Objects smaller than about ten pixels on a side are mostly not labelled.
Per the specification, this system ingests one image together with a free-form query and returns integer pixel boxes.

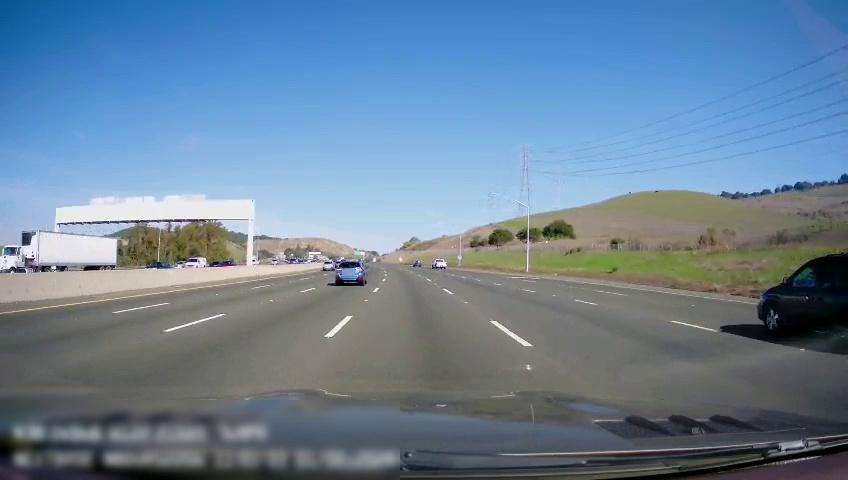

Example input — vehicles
[207,261,223,268]
[221,259,237,267]
[146,260,171,269]
[335,259,367,286]
[171,260,188,269]
[0,230,118,274]
[756,252,848,344]
[182,257,207,269]
[431,258,447,269]
[322,260,336,271]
